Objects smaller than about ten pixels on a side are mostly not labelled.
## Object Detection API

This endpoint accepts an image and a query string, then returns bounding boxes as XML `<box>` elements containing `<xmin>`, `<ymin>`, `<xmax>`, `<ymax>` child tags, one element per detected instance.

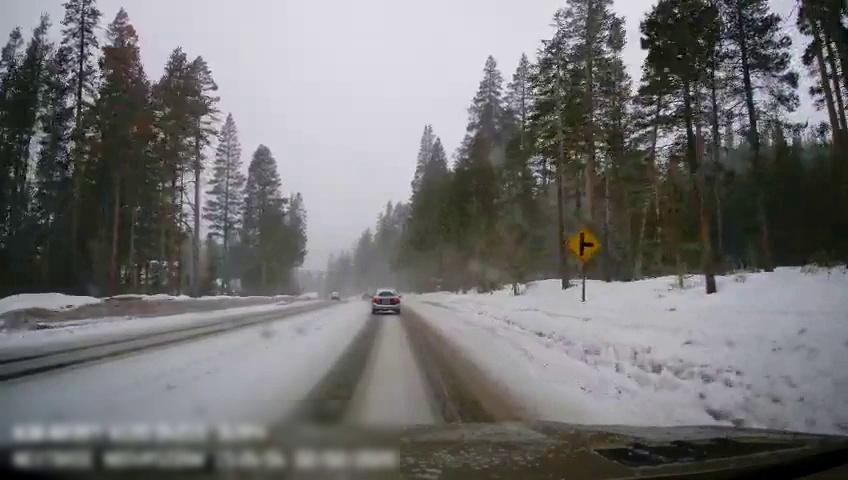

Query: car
<box><xmin>370</xmin><ymin>287</ymin><xmax>403</xmax><ymax>315</ymax></box>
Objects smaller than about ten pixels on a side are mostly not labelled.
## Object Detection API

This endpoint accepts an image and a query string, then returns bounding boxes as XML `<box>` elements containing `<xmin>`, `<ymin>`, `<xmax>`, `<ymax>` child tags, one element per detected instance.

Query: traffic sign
<box><xmin>567</xmin><ymin>229</ymin><xmax>604</xmax><ymax>261</ymax></box>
